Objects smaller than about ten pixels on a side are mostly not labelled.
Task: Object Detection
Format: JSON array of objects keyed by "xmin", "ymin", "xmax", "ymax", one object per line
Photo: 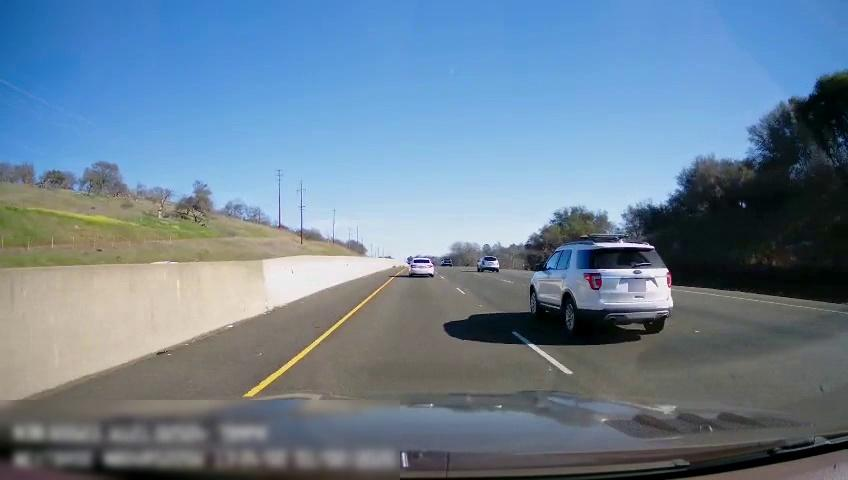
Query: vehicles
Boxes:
[
  {"xmin": 527, "ymin": 235, "xmax": 674, "ymax": 341},
  {"xmin": 439, "ymin": 258, "xmax": 453, "ymax": 267},
  {"xmin": 407, "ymin": 258, "xmax": 434, "ymax": 277},
  {"xmin": 477, "ymin": 256, "xmax": 500, "ymax": 273},
  {"xmin": 147, "ymin": 261, "xmax": 181, "ymax": 265}
]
